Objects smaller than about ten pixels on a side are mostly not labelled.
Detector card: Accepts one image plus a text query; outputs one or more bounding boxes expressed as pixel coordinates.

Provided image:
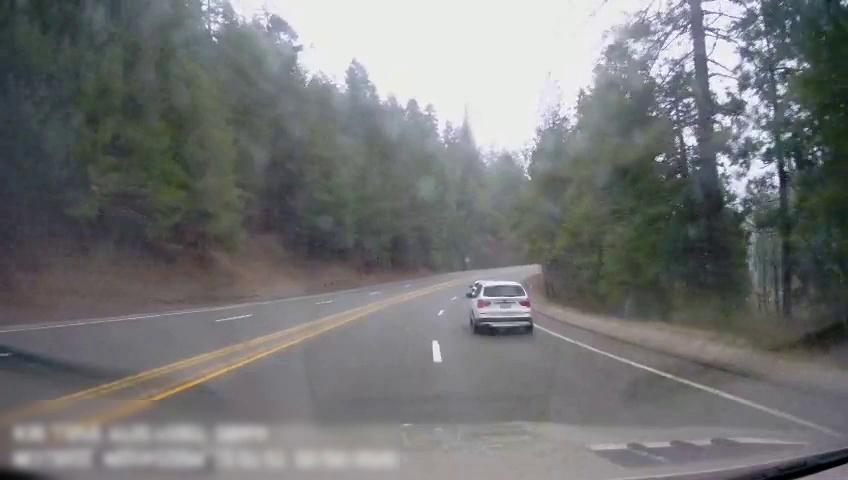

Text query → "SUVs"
[469,281,482,295]
[466,280,534,334]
